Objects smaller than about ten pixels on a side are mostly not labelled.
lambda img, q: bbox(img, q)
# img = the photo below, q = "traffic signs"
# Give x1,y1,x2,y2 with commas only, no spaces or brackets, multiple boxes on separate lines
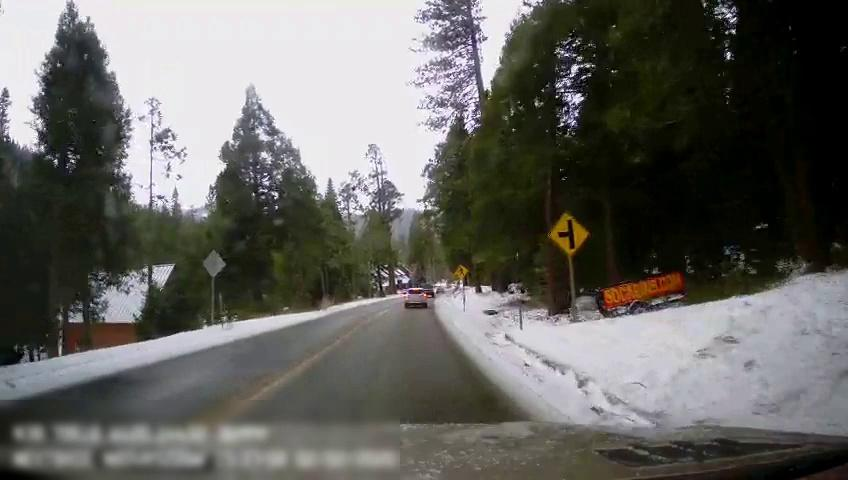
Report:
549,212,589,255
455,265,469,278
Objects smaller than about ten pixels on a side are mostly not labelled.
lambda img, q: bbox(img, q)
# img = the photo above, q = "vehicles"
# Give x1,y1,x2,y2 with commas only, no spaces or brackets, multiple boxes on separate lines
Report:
404,288,428,309
422,285,435,298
